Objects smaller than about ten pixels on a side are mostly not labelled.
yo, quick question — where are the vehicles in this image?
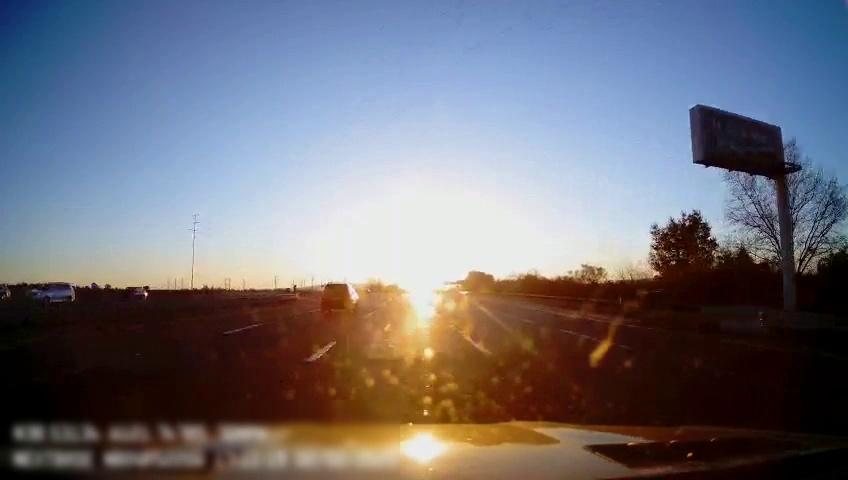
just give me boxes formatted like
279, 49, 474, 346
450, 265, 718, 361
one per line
119, 286, 148, 302
23, 282, 76, 308
321, 283, 359, 313
0, 285, 11, 300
